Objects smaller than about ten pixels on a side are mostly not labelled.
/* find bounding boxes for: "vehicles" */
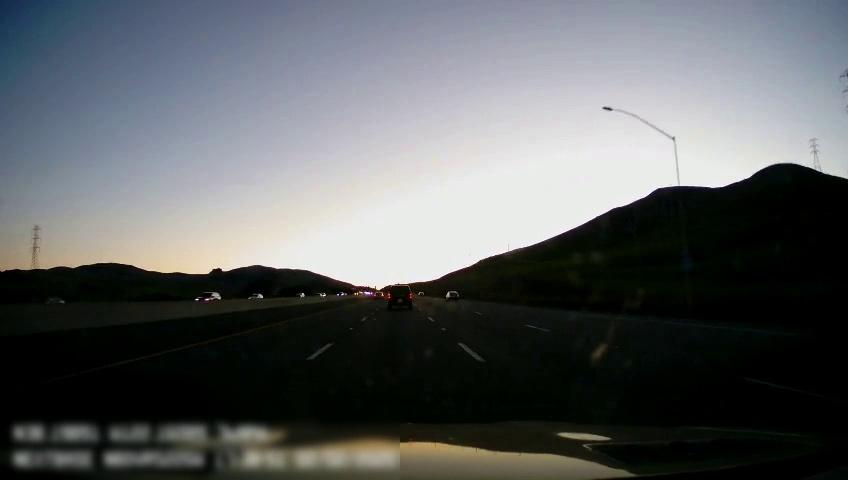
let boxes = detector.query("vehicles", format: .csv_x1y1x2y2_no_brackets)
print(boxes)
387,285,413,310
194,292,222,302
20,295,65,305
312,293,324,298
248,293,264,300
374,292,385,300
445,291,460,301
